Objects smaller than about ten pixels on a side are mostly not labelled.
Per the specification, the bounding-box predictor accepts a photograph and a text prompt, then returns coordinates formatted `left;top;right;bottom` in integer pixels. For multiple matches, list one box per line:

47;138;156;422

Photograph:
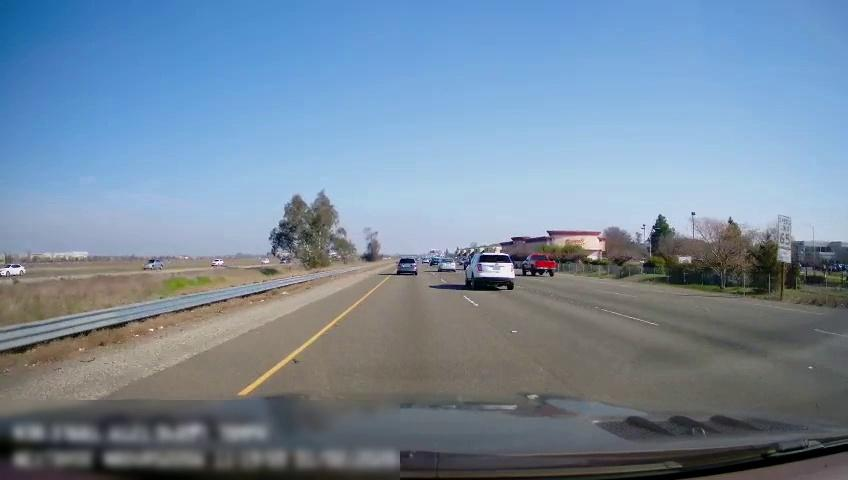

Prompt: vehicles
463;255;475;271
143;258;163;271
396;258;418;276
279;257;292;265
259;257;270;265
0;263;26;279
437;257;456;273
463;253;515;291
459;257;466;265
429;257;441;267
211;258;225;267
521;253;557;277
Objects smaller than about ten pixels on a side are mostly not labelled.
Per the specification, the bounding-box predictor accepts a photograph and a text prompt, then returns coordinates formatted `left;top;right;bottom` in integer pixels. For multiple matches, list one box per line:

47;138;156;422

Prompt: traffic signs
776;213;792;249
776;247;792;264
